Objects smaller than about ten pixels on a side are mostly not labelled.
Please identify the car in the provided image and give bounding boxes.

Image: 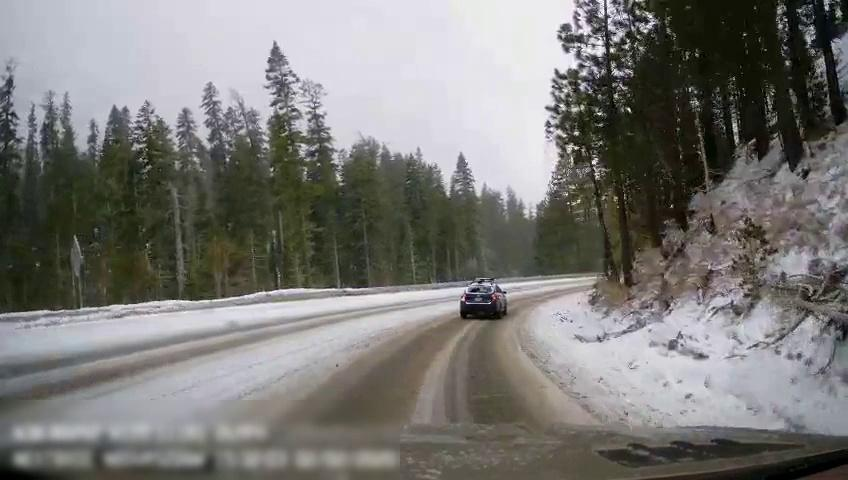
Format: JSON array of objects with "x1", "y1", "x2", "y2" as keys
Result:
[{"x1": 459, "y1": 277, "x2": 508, "y2": 320}]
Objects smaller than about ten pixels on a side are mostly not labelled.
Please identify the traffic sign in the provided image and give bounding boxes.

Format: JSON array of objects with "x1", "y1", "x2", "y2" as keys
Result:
[{"x1": 67, "y1": 235, "x2": 86, "y2": 278}]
